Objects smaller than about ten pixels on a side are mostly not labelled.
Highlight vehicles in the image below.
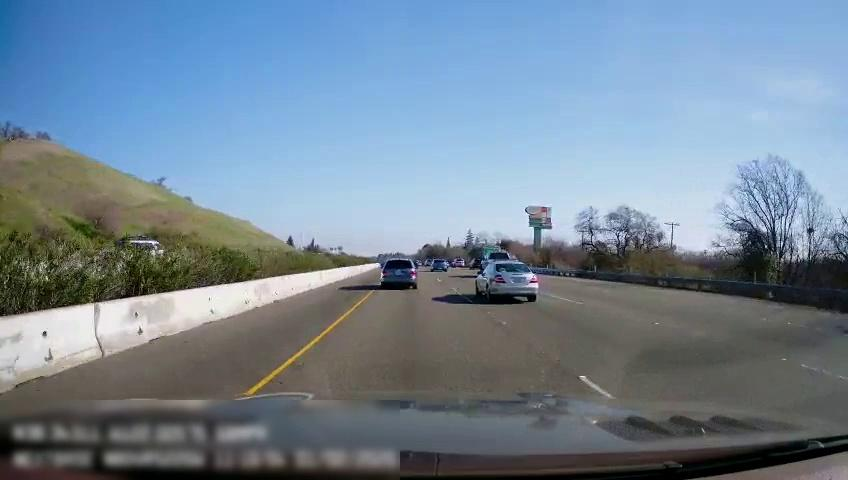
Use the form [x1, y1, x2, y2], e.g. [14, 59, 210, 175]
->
[479, 251, 514, 272]
[451, 257, 465, 269]
[430, 259, 448, 273]
[468, 258, 480, 269]
[474, 260, 539, 303]
[378, 259, 417, 289]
